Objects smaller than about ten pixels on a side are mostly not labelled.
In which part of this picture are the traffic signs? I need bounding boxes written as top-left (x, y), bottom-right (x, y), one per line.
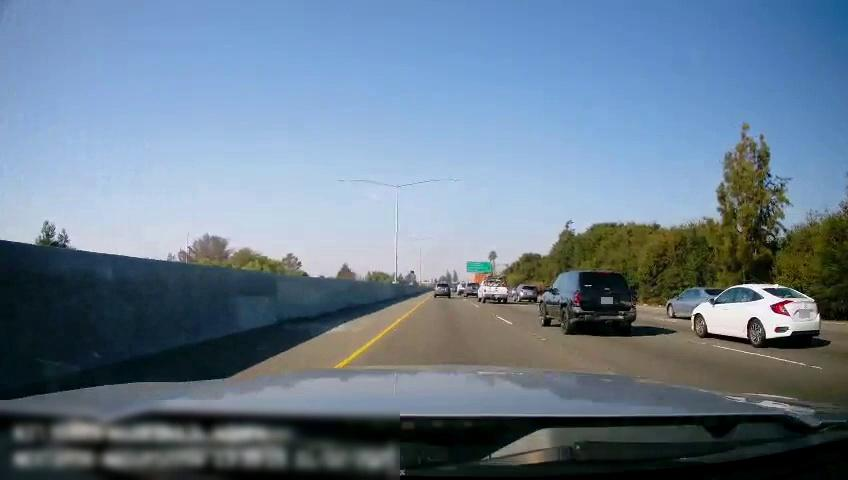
top-left (465, 261), bottom-right (492, 274)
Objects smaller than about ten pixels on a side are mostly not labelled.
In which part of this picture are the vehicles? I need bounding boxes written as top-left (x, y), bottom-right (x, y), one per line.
top-left (433, 282), bottom-right (451, 298)
top-left (465, 282), bottom-right (480, 297)
top-left (456, 284), bottom-right (465, 296)
top-left (666, 286), bottom-right (726, 319)
top-left (511, 284), bottom-right (539, 303)
top-left (691, 282), bottom-right (821, 350)
top-left (536, 270), bottom-right (638, 336)
top-left (477, 279), bottom-right (508, 304)
top-left (472, 273), bottom-right (486, 284)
